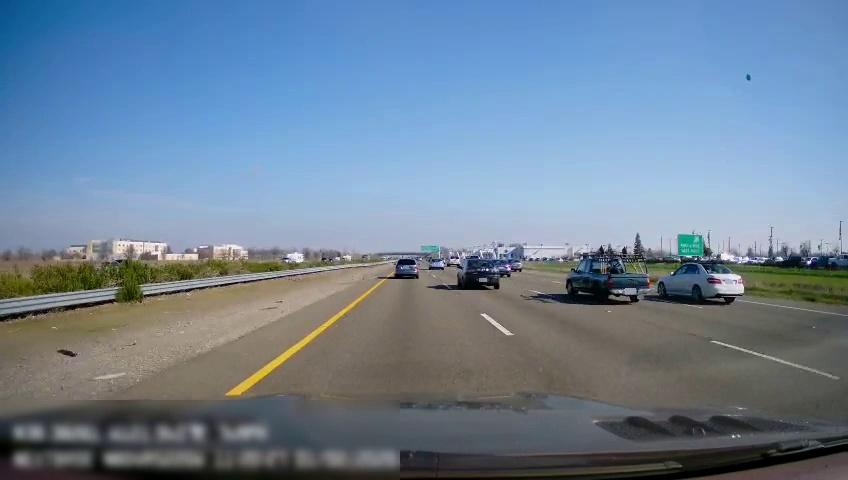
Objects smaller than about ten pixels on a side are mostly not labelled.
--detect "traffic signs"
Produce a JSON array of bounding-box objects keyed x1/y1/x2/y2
[
  {"x1": 677, "y1": 233, "x2": 705, "y2": 257},
  {"x1": 421, "y1": 245, "x2": 440, "y2": 252}
]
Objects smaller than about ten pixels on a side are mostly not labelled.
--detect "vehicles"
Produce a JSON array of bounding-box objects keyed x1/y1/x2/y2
[
  {"x1": 341, "y1": 255, "x2": 352, "y2": 263},
  {"x1": 490, "y1": 259, "x2": 511, "y2": 278},
  {"x1": 509, "y1": 258, "x2": 523, "y2": 272},
  {"x1": 428, "y1": 258, "x2": 445, "y2": 271},
  {"x1": 656, "y1": 262, "x2": 744, "y2": 306},
  {"x1": 446, "y1": 255, "x2": 461, "y2": 267},
  {"x1": 394, "y1": 258, "x2": 419, "y2": 279},
  {"x1": 97, "y1": 257, "x2": 129, "y2": 271},
  {"x1": 280, "y1": 252, "x2": 304, "y2": 264},
  {"x1": 456, "y1": 258, "x2": 500, "y2": 290},
  {"x1": 565, "y1": 244, "x2": 651, "y2": 304}
]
